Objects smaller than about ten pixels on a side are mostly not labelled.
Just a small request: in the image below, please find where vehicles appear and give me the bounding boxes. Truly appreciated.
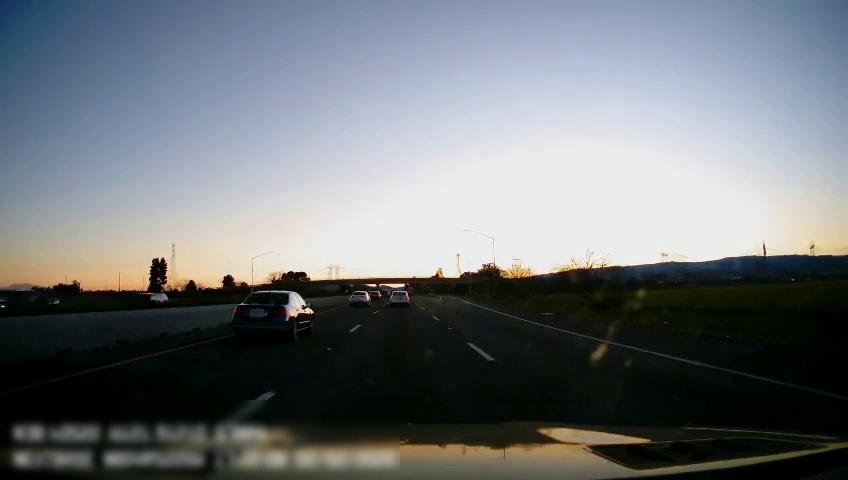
[347,291,371,307]
[388,290,410,307]
[229,290,319,340]
[138,292,170,306]
[368,290,382,301]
